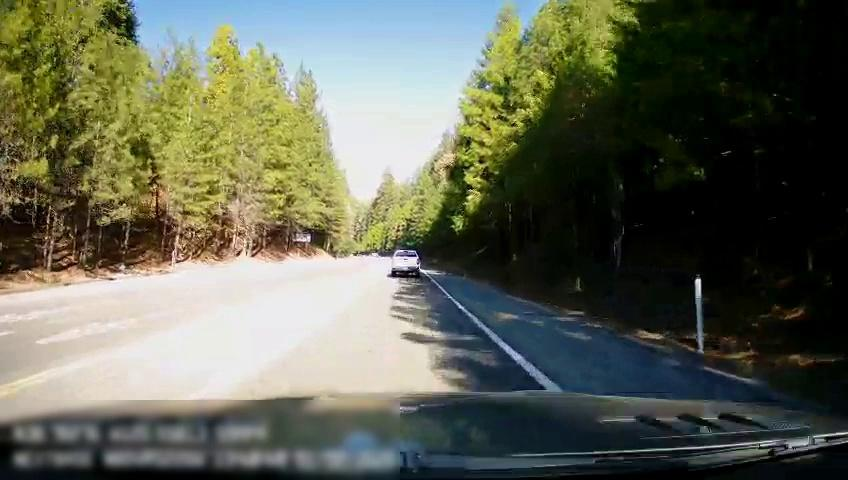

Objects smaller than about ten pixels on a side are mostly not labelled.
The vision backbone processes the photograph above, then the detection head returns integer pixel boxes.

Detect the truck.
[391,249,421,277]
